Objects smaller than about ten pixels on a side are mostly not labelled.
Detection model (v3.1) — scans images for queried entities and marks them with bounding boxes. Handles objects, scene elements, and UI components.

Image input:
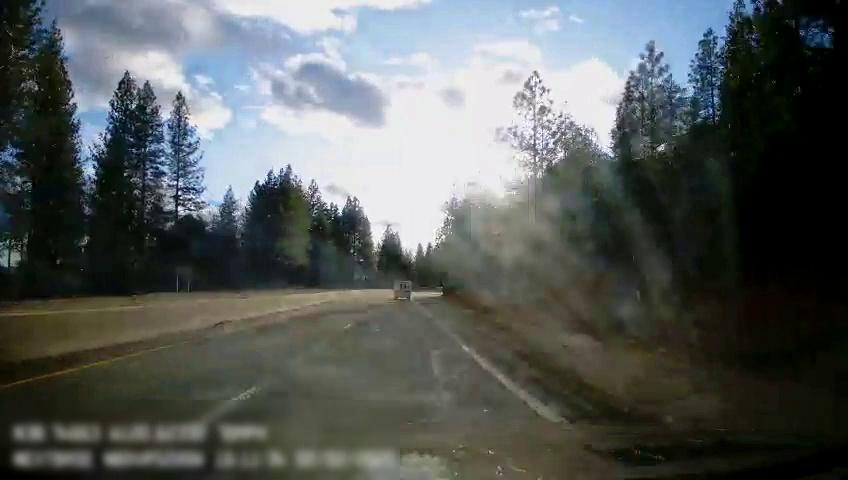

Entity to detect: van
[393,281,413,301]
